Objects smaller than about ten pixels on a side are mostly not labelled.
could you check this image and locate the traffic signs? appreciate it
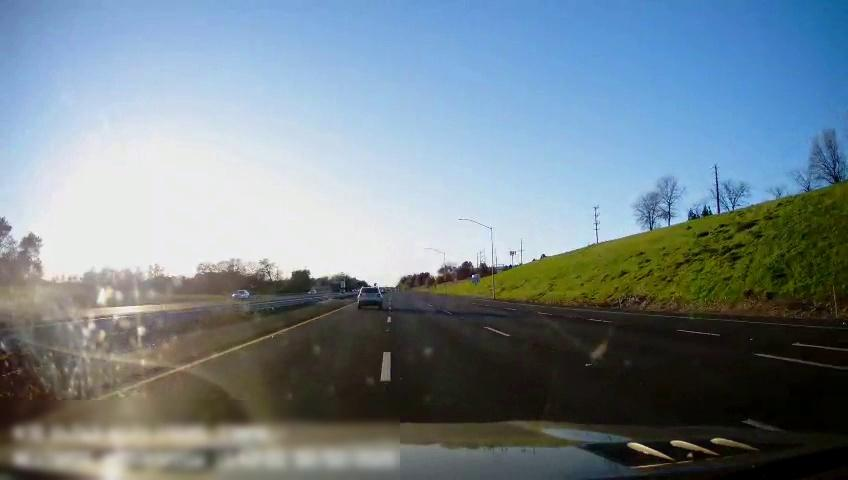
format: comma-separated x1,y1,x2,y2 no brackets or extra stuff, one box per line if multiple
471,272,479,284
339,277,347,289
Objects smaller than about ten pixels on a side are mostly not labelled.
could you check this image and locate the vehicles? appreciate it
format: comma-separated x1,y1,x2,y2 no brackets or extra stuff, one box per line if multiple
307,289,318,296
231,289,250,302
356,286,385,311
